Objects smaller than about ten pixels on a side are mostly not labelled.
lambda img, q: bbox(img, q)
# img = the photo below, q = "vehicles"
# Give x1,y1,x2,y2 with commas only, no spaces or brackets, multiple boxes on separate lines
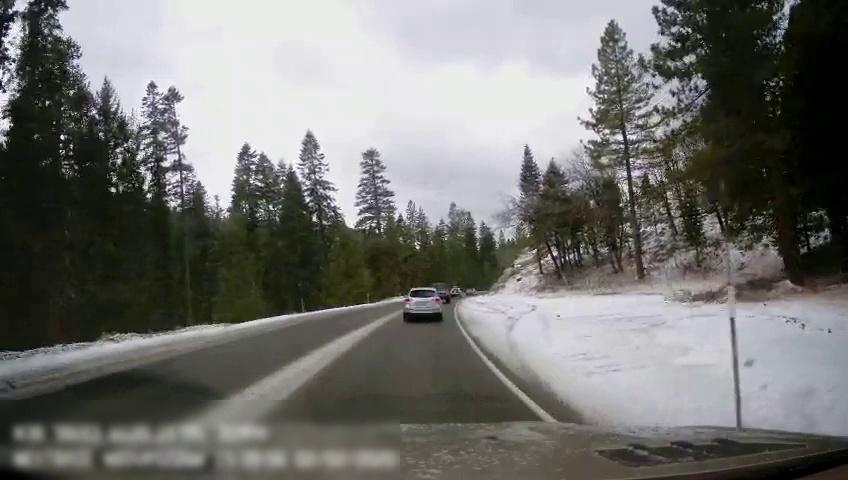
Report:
429,283,450,303
403,288,442,321
450,287,463,298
